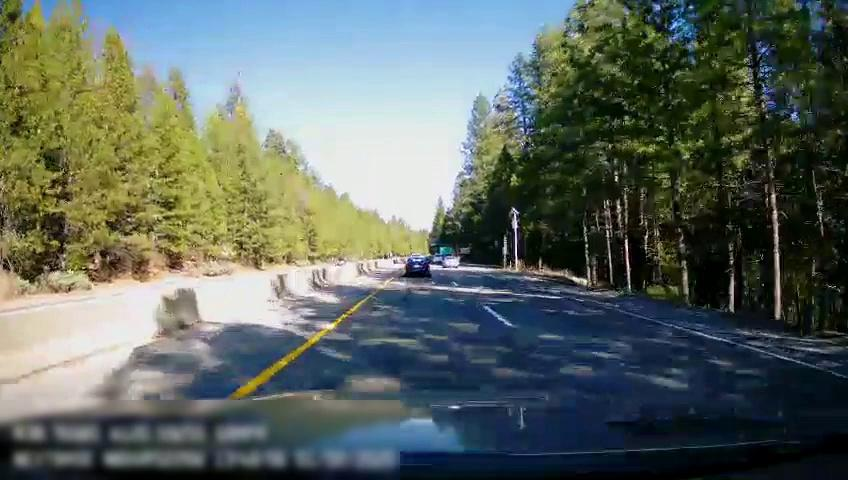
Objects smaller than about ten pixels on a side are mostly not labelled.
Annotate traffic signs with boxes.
[435,247,450,256]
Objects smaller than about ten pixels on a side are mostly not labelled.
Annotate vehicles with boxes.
[405,255,431,278]
[441,255,460,269]
[432,254,445,264]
